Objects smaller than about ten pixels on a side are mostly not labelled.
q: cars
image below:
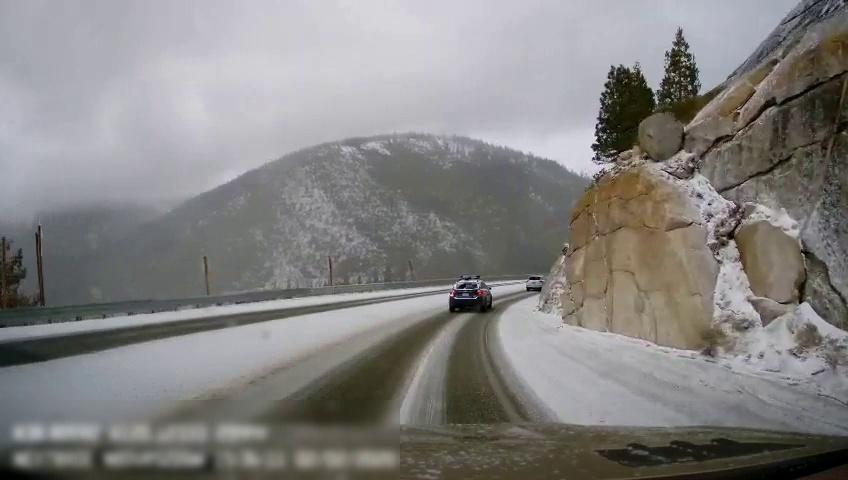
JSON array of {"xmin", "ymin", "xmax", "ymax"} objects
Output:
[
  {"xmin": 448, "ymin": 275, "xmax": 492, "ymax": 314},
  {"xmin": 525, "ymin": 276, "xmax": 546, "ymax": 292}
]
